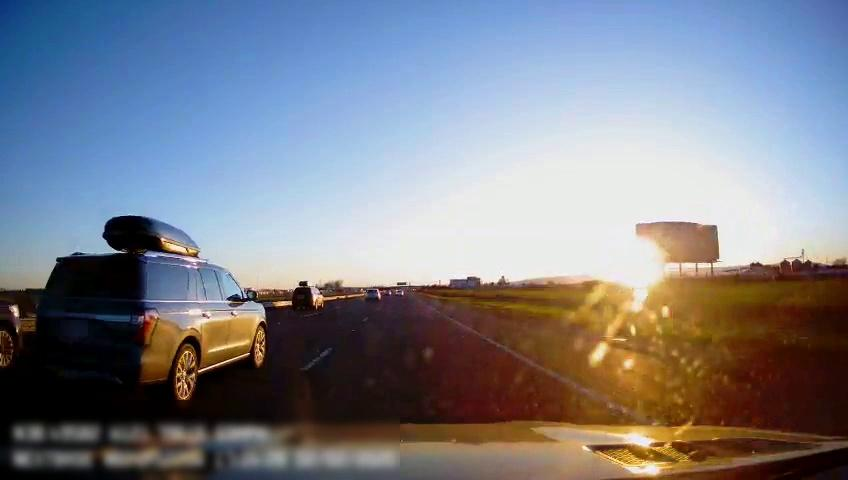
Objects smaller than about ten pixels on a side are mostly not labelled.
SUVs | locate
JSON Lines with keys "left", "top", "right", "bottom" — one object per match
{"left": 291, "top": 281, "right": 325, "bottom": 312}
{"left": 364, "top": 288, "right": 381, "bottom": 302}
{"left": 31, "top": 214, "right": 270, "bottom": 413}
{"left": 0, "top": 299, "right": 24, "bottom": 379}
